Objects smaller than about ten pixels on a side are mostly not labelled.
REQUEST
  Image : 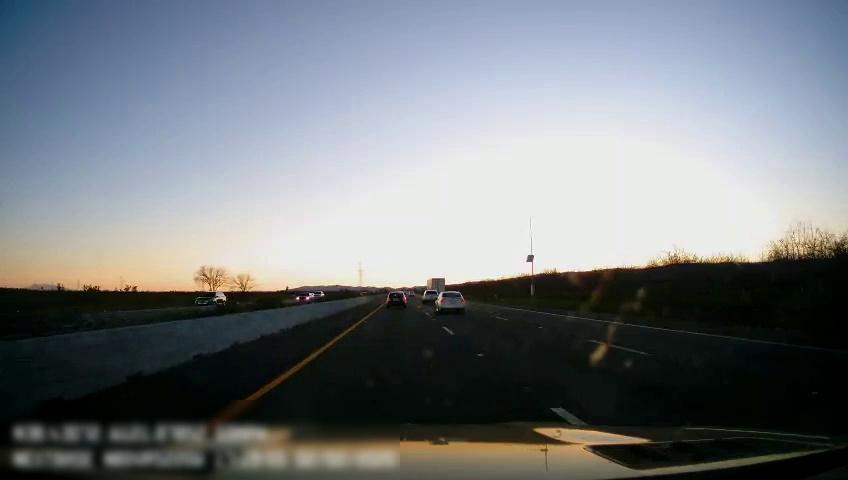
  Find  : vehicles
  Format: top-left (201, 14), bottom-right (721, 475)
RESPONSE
top-left (296, 292), bottom-right (316, 302)
top-left (421, 289), bottom-right (439, 305)
top-left (313, 290), bottom-right (326, 298)
top-left (386, 290), bottom-right (408, 309)
top-left (435, 290), bottom-right (466, 314)
top-left (195, 290), bottom-right (227, 306)
top-left (427, 277), bottom-right (446, 291)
